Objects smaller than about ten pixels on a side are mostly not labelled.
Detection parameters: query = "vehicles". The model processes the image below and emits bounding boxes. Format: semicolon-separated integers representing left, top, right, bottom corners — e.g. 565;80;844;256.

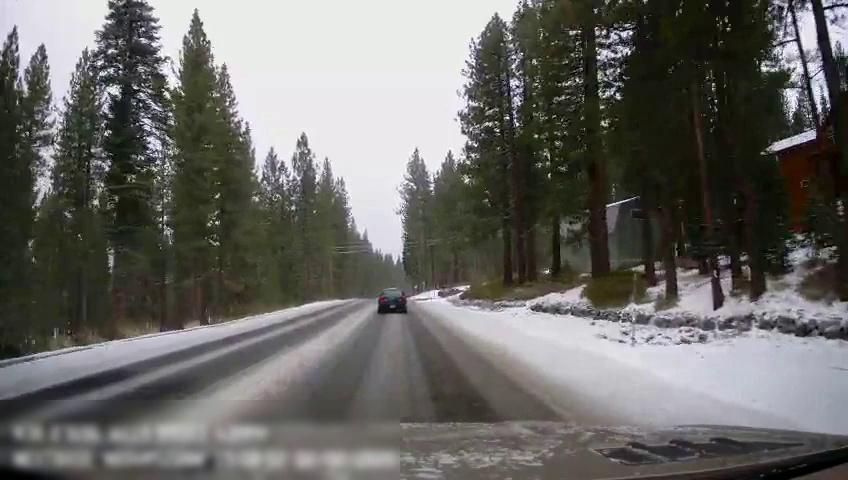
437;286;464;299
377;289;407;314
